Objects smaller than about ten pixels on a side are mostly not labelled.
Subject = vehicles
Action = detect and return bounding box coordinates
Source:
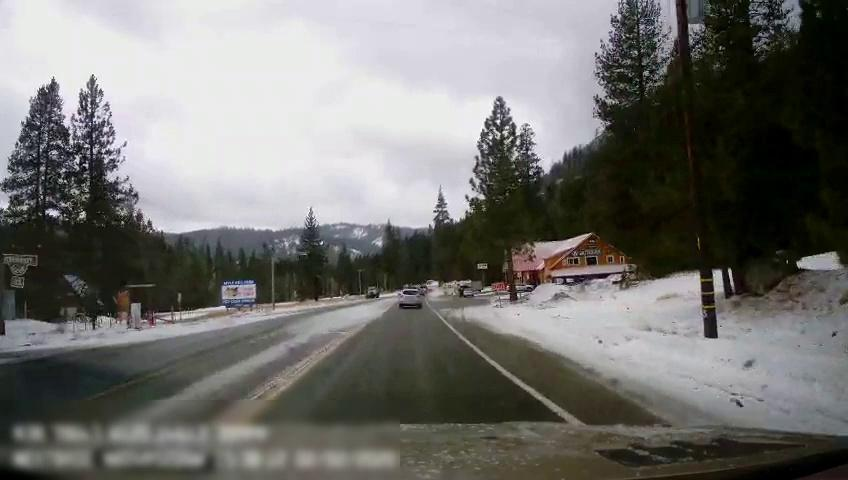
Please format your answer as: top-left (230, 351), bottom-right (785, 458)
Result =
top-left (507, 283), bottom-right (534, 292)
top-left (459, 288), bottom-right (474, 297)
top-left (443, 281), bottom-right (482, 295)
top-left (399, 289), bottom-right (422, 309)
top-left (366, 287), bottom-right (380, 298)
